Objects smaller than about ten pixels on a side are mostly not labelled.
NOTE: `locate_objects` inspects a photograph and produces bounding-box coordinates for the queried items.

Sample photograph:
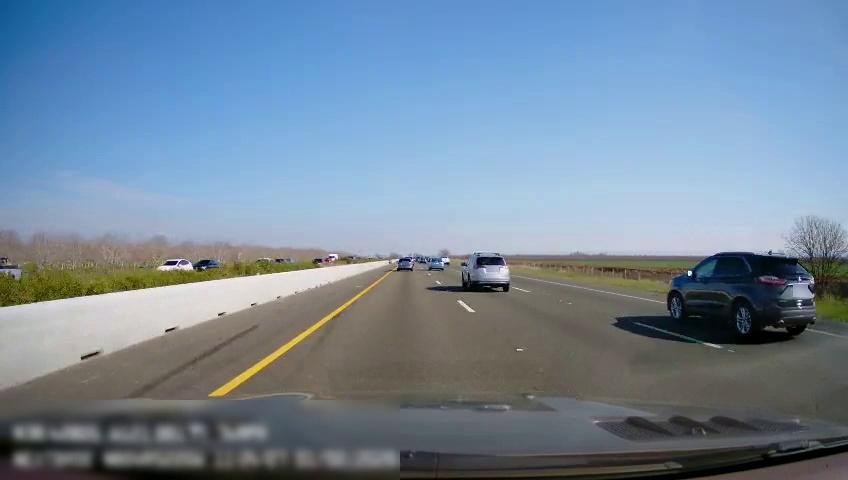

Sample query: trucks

[327,253,340,262]
[0,268,23,281]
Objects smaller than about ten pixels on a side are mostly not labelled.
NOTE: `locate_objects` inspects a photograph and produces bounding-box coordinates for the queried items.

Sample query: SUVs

[428,256,445,271]
[460,252,511,292]
[156,259,193,272]
[666,251,818,340]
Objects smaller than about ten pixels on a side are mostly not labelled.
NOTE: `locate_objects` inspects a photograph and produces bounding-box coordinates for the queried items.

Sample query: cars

[193,259,221,272]
[396,257,414,272]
